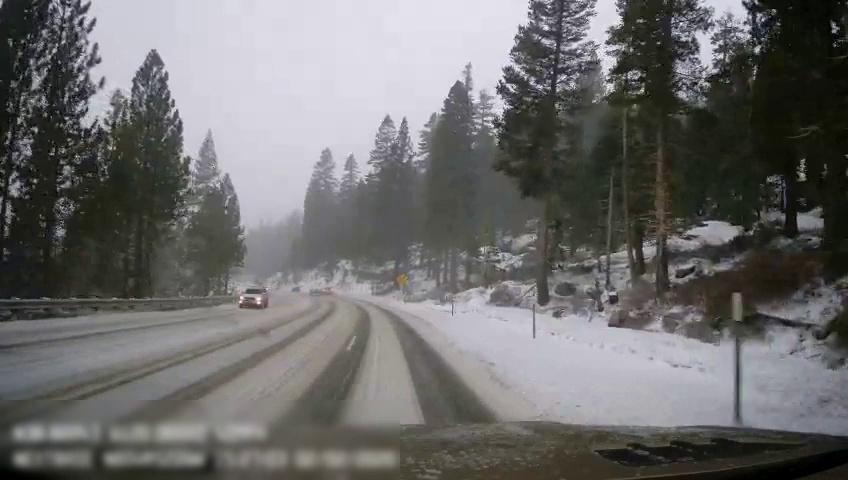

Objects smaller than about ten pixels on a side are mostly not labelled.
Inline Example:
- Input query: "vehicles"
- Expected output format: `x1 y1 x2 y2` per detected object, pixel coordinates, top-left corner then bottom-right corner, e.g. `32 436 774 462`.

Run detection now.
308 287 323 296
322 287 333 296
238 287 270 310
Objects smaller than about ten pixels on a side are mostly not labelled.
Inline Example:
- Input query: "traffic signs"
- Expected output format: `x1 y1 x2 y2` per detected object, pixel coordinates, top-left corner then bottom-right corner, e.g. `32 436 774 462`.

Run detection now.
395 273 410 287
